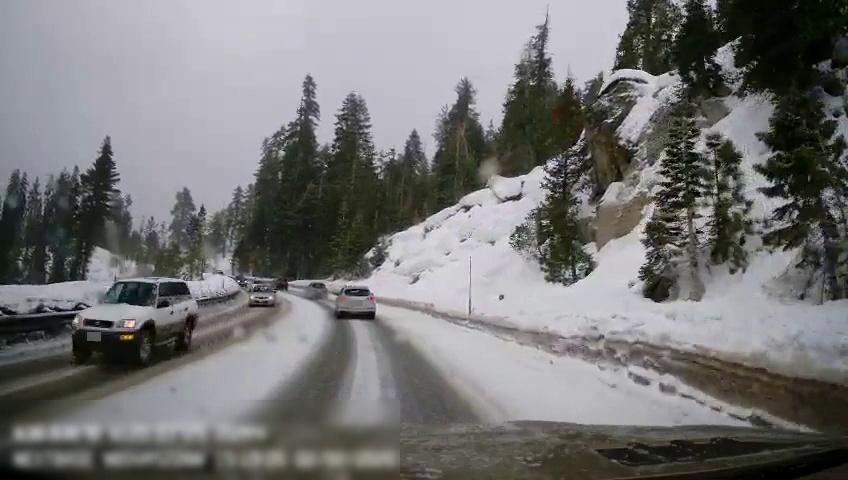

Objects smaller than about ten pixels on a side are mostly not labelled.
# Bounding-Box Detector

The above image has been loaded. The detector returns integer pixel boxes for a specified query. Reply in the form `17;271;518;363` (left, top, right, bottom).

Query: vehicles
228;275;248;288
304;282;328;300
248;283;278;307
72;277;199;368
332;285;376;320
271;277;288;291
